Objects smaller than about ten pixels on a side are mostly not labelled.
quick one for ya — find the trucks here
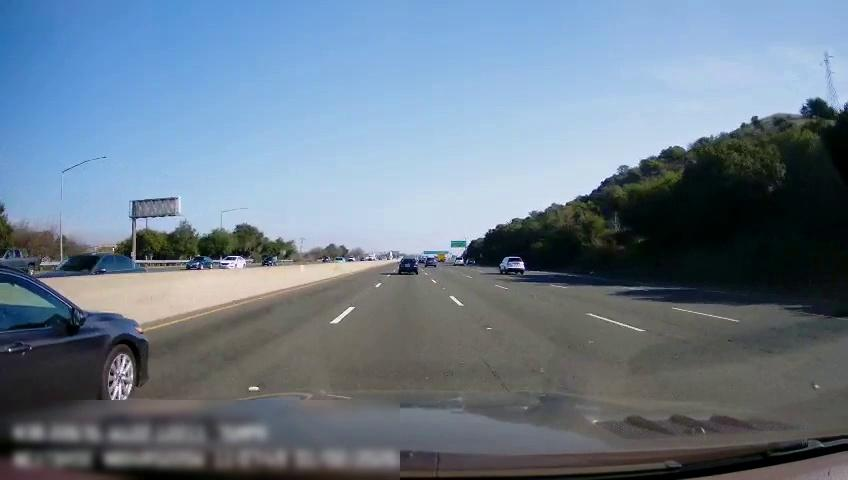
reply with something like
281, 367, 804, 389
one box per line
0, 246, 43, 279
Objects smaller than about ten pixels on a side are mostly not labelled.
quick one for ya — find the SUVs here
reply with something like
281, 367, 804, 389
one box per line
499, 256, 526, 274
424, 258, 437, 268
398, 258, 419, 275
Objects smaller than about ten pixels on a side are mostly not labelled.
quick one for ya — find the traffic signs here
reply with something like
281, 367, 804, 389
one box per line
423, 250, 450, 254
450, 240, 467, 248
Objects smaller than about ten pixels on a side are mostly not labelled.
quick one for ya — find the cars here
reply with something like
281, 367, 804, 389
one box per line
261, 255, 279, 267
334, 255, 346, 263
0, 261, 151, 417
33, 252, 145, 278
185, 254, 215, 271
217, 255, 248, 270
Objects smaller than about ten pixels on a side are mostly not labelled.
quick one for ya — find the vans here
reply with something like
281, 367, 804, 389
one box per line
452, 255, 465, 266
